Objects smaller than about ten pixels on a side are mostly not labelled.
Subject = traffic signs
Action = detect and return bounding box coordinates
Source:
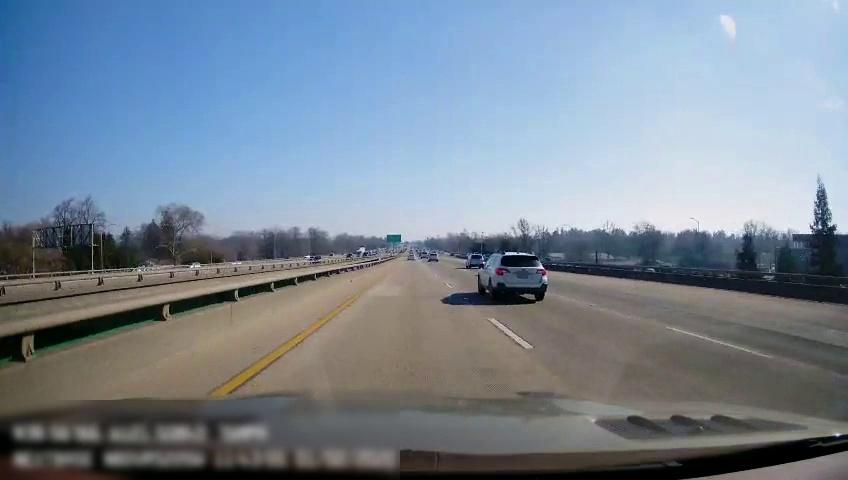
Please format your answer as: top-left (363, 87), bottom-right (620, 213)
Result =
top-left (385, 233), bottom-right (402, 243)
top-left (64, 224), bottom-right (95, 249)
top-left (33, 226), bottom-right (62, 248)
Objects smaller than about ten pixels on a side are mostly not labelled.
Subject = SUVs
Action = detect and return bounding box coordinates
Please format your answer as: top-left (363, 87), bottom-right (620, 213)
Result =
top-left (426, 252), bottom-right (439, 263)
top-left (466, 253), bottom-right (486, 270)
top-left (477, 251), bottom-right (549, 302)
